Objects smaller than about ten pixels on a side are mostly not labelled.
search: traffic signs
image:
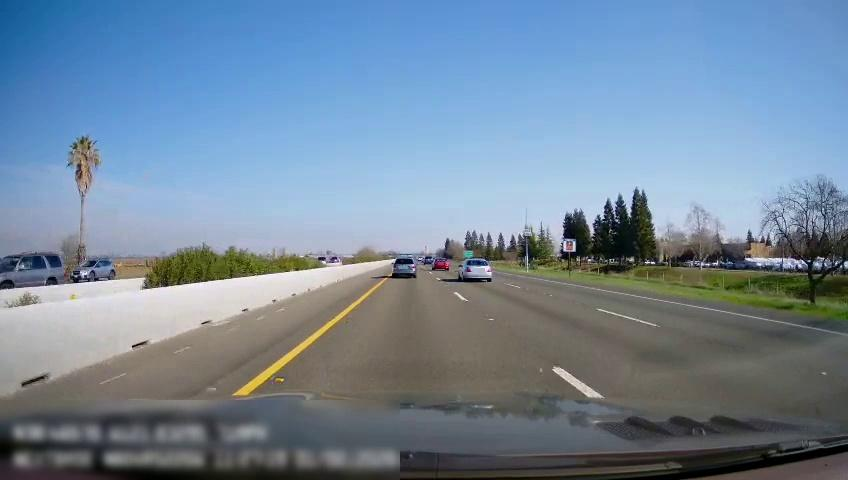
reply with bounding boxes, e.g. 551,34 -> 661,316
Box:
463,249 -> 474,258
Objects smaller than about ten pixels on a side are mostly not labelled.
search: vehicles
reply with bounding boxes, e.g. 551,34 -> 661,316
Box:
69,259 -> 118,283
422,255 -> 433,265
430,256 -> 451,271
0,252 -> 67,291
329,255 -> 343,264
316,255 -> 330,265
458,258 -> 494,284
391,256 -> 418,279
